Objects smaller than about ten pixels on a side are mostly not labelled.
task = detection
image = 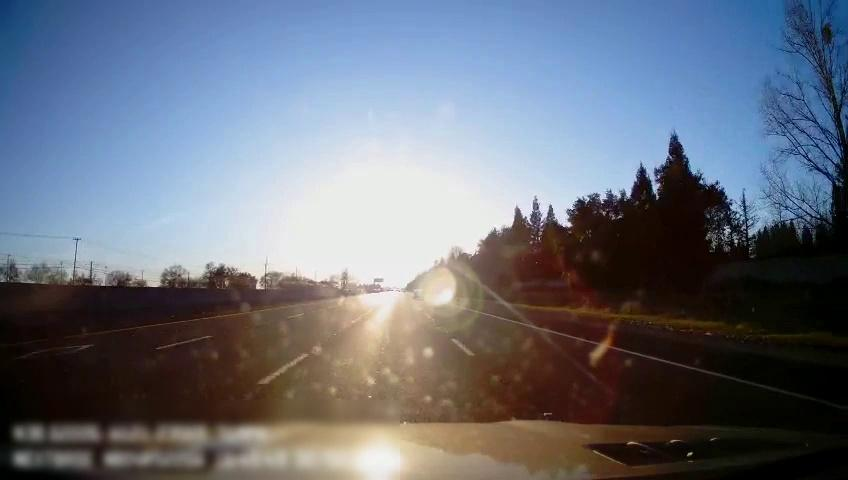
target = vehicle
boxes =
[412,289,424,299]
